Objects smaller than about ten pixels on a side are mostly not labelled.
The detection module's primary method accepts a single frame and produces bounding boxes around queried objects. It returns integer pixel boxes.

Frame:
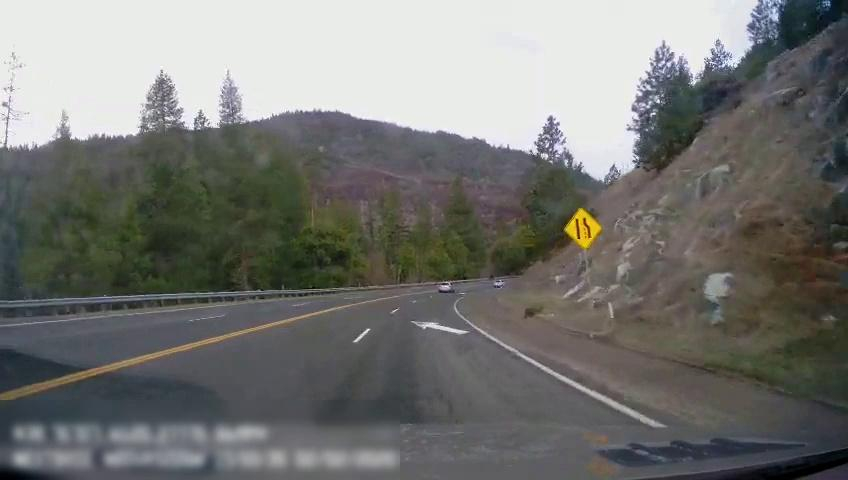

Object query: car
[493,279,505,288]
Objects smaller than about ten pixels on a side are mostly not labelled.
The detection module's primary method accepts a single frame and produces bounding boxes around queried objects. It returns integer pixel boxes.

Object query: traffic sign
[562,207,603,250]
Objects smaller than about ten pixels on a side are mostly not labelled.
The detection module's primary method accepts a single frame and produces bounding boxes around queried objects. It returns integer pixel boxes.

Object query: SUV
[438,281,455,293]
